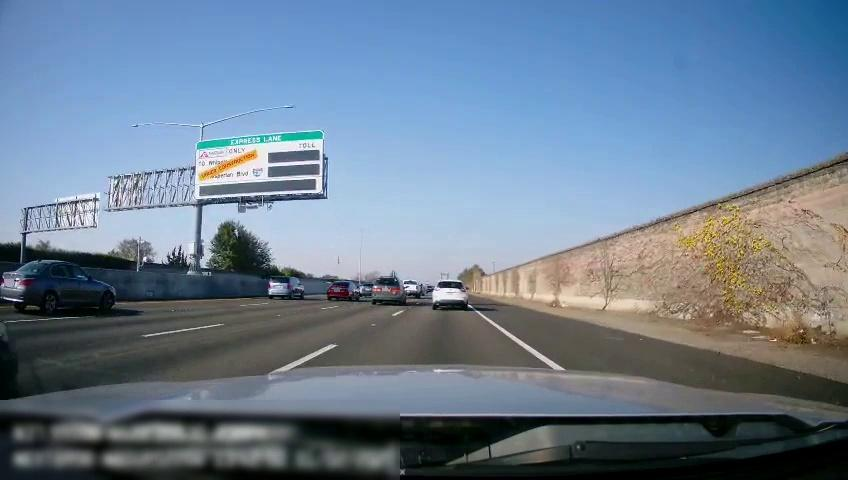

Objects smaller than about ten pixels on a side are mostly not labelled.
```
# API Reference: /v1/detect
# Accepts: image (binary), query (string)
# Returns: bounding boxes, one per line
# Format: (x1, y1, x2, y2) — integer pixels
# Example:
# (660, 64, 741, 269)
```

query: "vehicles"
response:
(0, 323, 20, 402)
(268, 276, 305, 300)
(0, 261, 117, 316)
(371, 277, 407, 305)
(402, 280, 423, 299)
(432, 280, 470, 310)
(326, 281, 360, 301)
(358, 283, 374, 297)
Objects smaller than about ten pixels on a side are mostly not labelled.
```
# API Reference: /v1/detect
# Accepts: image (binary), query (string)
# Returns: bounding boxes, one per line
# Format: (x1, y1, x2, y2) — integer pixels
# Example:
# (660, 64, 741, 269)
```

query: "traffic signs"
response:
(194, 129, 325, 201)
